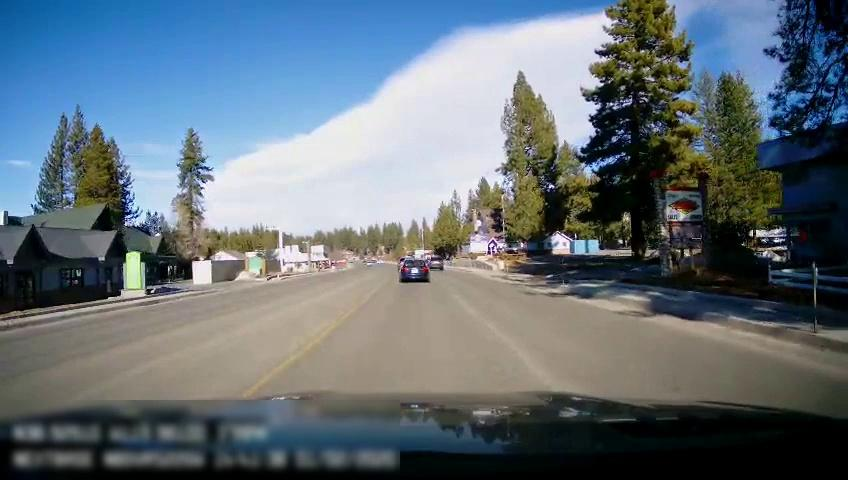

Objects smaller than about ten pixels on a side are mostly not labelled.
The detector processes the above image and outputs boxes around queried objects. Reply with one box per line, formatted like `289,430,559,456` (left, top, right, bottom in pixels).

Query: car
401,257,428,281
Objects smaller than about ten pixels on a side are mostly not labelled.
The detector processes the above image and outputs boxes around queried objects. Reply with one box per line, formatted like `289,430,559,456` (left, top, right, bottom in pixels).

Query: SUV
428,255,445,270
